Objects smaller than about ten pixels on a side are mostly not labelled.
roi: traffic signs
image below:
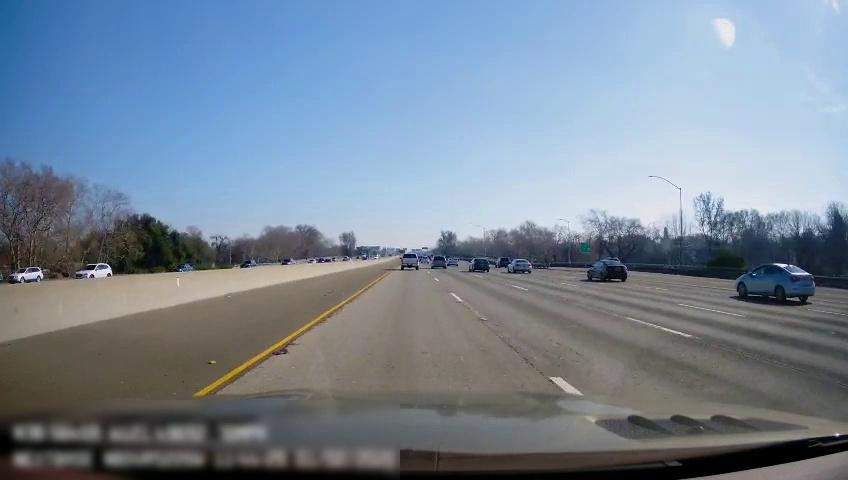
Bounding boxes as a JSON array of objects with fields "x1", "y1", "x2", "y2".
[
  {"x1": 360, "y1": 245, "x2": 381, "y2": 253},
  {"x1": 578, "y1": 241, "x2": 593, "y2": 254}
]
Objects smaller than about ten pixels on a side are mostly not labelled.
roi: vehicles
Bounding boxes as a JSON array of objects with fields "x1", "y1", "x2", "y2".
[
  {"x1": 175, "y1": 263, "x2": 194, "y2": 273},
  {"x1": 736, "y1": 263, "x2": 817, "y2": 305},
  {"x1": 494, "y1": 256, "x2": 512, "y2": 269},
  {"x1": 399, "y1": 253, "x2": 421, "y2": 271},
  {"x1": 281, "y1": 258, "x2": 297, "y2": 265},
  {"x1": 6, "y1": 265, "x2": 45, "y2": 285},
  {"x1": 239, "y1": 259, "x2": 257, "y2": 269},
  {"x1": 587, "y1": 259, "x2": 628, "y2": 283},
  {"x1": 73, "y1": 262, "x2": 113, "y2": 280},
  {"x1": 445, "y1": 257, "x2": 459, "y2": 267},
  {"x1": 469, "y1": 257, "x2": 491, "y2": 273},
  {"x1": 430, "y1": 254, "x2": 448, "y2": 270},
  {"x1": 507, "y1": 258, "x2": 532, "y2": 274}
]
